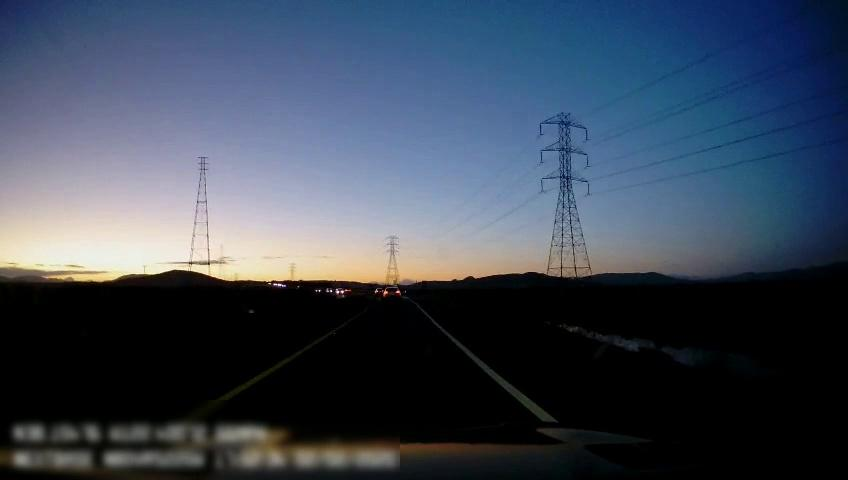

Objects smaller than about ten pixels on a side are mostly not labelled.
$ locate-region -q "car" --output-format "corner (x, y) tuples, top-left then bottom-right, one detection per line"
(384, 286), (402, 300)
